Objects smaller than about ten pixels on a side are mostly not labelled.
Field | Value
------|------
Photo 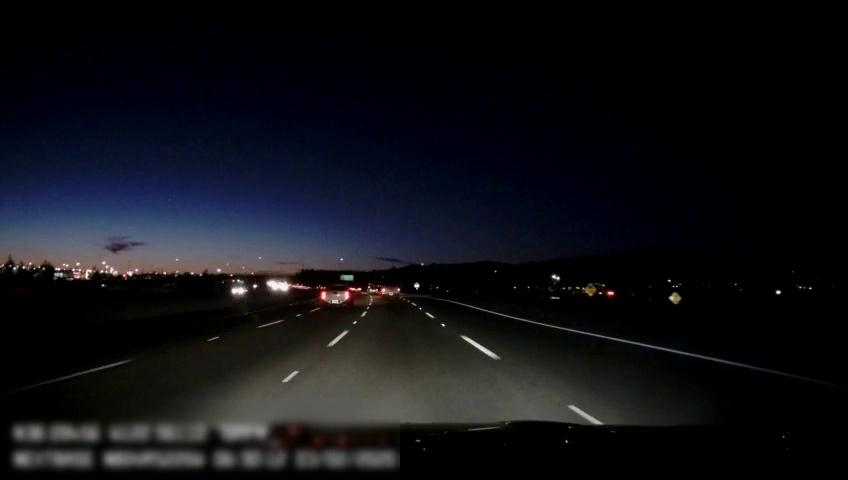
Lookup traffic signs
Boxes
[584,283,599,298]
[340,274,354,282]
[669,291,683,305]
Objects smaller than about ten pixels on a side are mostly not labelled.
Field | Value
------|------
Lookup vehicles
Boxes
[231,285,248,297]
[317,282,356,311]
[379,283,401,300]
